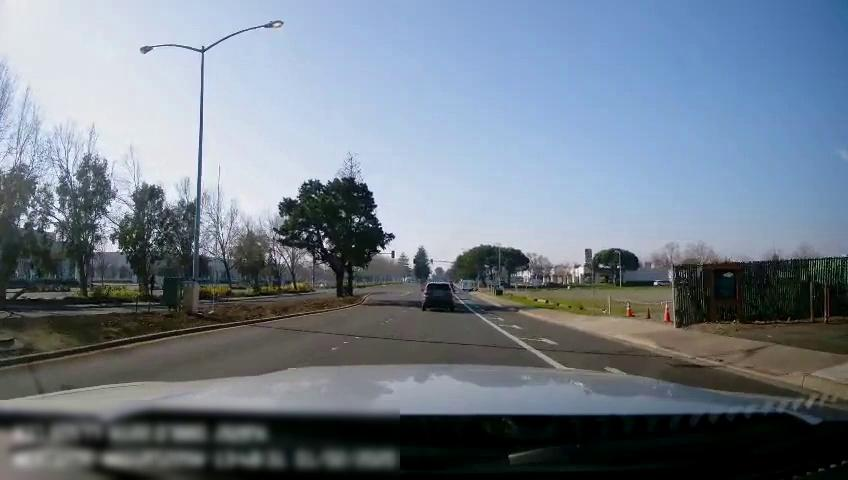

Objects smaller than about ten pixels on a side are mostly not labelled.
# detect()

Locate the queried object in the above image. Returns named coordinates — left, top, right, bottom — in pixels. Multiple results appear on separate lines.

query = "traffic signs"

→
left=585, top=249, right=592, bottom=262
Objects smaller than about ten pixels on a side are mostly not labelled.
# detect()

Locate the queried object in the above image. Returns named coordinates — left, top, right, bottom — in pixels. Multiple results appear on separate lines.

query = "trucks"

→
left=462, top=280, right=478, bottom=291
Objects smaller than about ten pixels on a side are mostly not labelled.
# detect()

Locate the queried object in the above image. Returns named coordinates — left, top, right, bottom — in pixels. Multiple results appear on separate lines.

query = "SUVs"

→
left=654, top=279, right=670, bottom=287
left=420, top=282, right=455, bottom=312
